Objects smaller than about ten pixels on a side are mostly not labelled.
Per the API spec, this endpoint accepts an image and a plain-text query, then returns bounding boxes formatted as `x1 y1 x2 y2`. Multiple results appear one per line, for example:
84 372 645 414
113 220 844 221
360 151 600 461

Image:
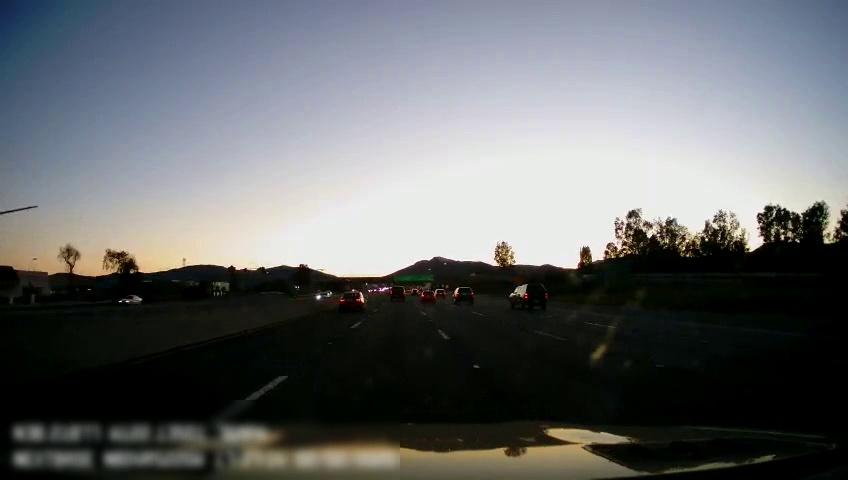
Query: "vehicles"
434 288 446 299
337 291 367 313
451 286 475 304
509 283 548 310
420 290 436 304
117 293 142 304
316 291 332 299
389 285 406 301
